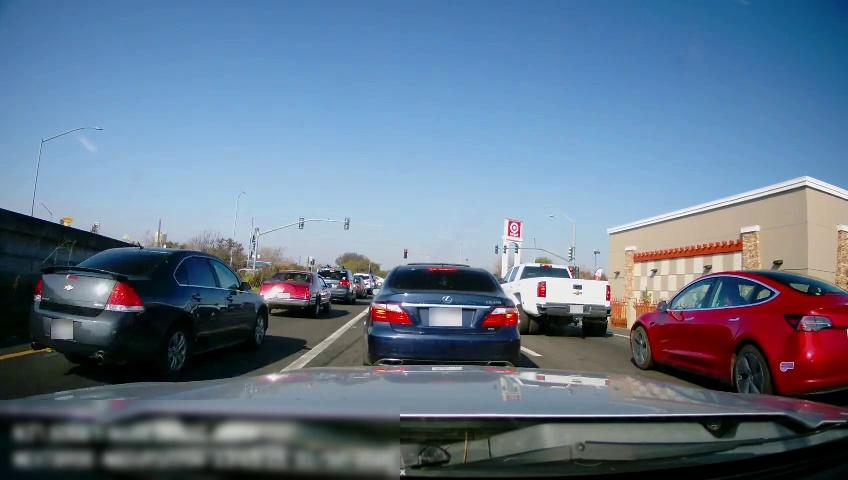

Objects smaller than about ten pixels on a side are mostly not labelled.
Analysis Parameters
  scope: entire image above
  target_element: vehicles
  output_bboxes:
[350,274,370,300]
[314,264,359,306]
[491,263,613,338]
[353,272,376,296]
[628,267,848,408]
[361,262,522,367]
[30,245,271,384]
[257,268,334,320]
[366,275,385,286]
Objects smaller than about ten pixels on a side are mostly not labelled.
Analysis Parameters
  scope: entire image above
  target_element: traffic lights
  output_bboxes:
[567,247,573,261]
[502,243,507,255]
[403,248,408,260]
[297,217,305,230]
[513,242,519,256]
[494,244,499,255]
[343,217,350,231]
